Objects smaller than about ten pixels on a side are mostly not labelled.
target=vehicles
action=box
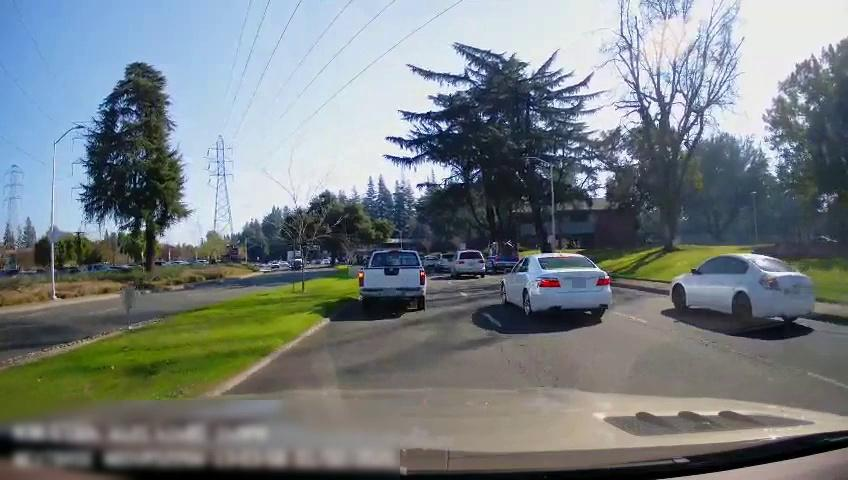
[669,251,816,325]
[422,254,434,267]
[484,239,520,274]
[287,250,303,264]
[357,248,427,311]
[499,253,612,323]
[430,253,454,272]
[454,249,486,278]
[287,259,305,273]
